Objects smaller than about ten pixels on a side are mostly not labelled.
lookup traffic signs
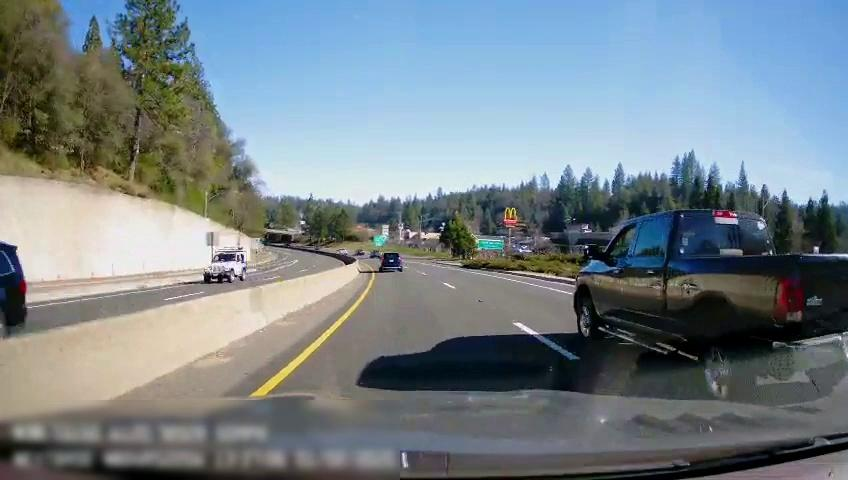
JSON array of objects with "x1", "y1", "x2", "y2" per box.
[
  {"x1": 476, "y1": 239, "x2": 506, "y2": 250},
  {"x1": 373, "y1": 234, "x2": 385, "y2": 244}
]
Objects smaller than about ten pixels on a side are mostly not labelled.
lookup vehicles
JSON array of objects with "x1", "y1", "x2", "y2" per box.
[
  {"x1": 202, "y1": 249, "x2": 249, "y2": 284},
  {"x1": 570, "y1": 207, "x2": 848, "y2": 404},
  {"x1": 379, "y1": 251, "x2": 404, "y2": 272},
  {"x1": 0, "y1": 240, "x2": 28, "y2": 342},
  {"x1": 337, "y1": 247, "x2": 349, "y2": 257}
]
